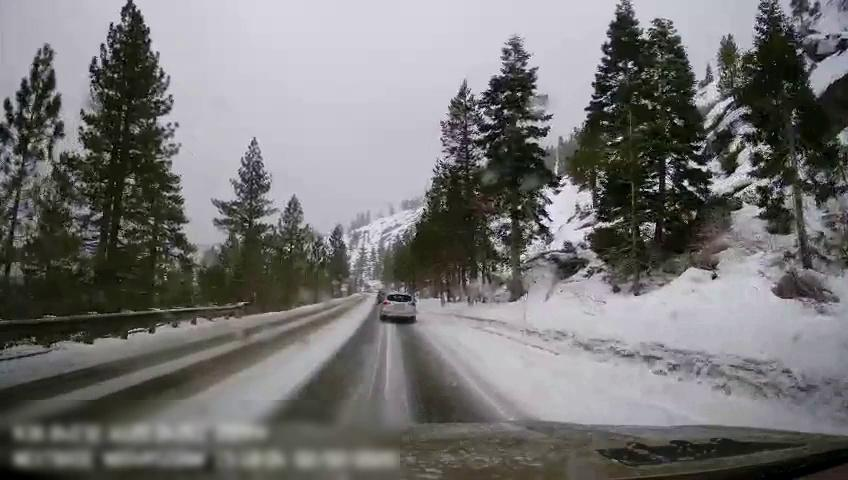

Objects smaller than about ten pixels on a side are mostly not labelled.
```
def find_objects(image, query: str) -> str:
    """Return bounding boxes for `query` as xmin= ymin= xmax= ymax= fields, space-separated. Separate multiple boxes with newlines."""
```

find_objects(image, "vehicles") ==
xmin=378 ymin=293 xmax=418 ymax=323
xmin=376 ymin=291 xmax=389 ymax=305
